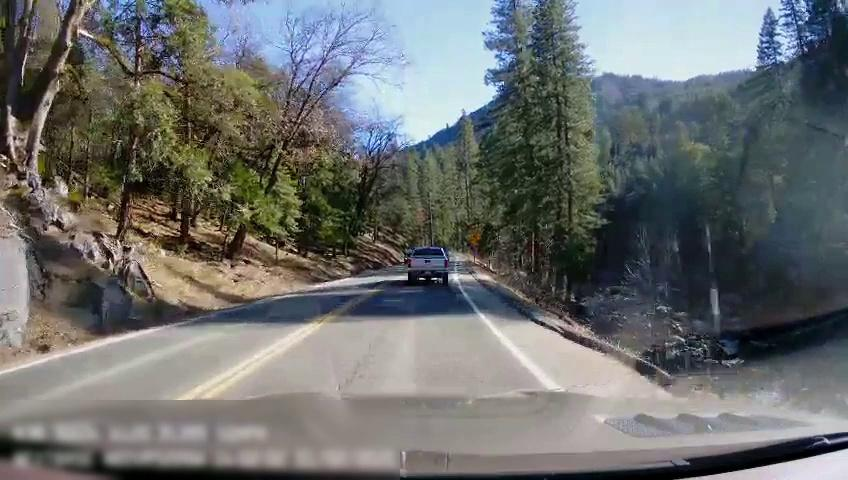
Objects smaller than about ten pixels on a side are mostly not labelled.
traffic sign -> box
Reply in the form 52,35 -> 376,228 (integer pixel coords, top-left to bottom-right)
471,230 -> 481,241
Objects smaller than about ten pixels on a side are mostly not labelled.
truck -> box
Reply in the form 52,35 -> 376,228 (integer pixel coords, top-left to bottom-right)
406,245 -> 450,285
